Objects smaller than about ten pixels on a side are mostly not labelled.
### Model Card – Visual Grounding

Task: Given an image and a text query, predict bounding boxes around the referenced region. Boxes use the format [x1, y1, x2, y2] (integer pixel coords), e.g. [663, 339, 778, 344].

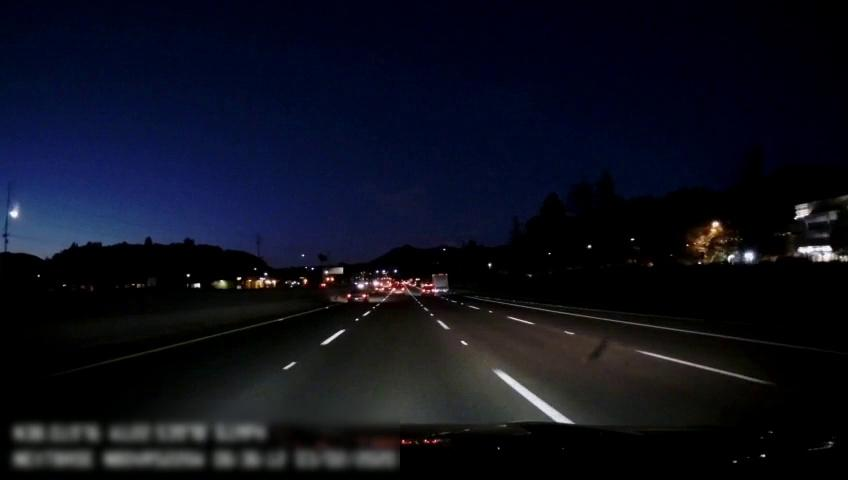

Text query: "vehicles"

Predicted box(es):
[391, 282, 405, 294]
[430, 273, 450, 296]
[373, 283, 386, 294]
[421, 284, 433, 295]
[347, 285, 370, 303]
